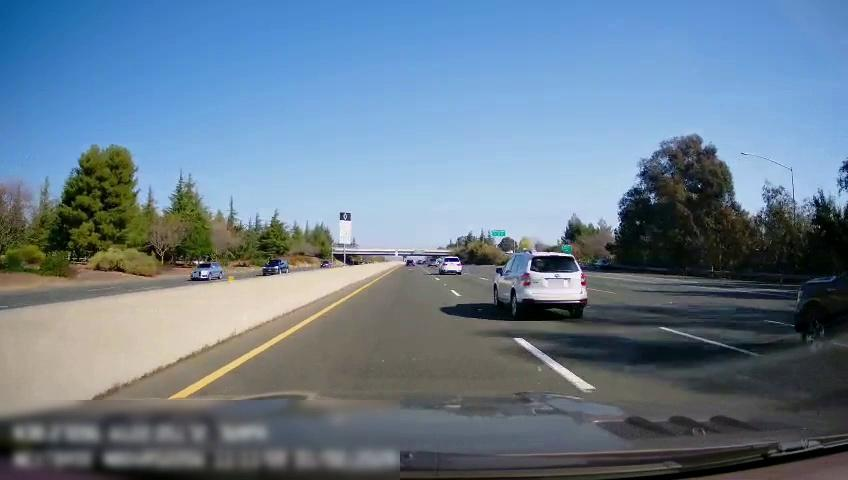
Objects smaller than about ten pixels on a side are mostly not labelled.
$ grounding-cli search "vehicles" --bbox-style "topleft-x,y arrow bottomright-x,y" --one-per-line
191,262 -> 224,281
437,256 -> 462,275
795,271 -> 848,350
262,259 -> 289,276
494,252 -> 588,319
427,258 -> 439,267
406,259 -> 416,268
320,260 -> 330,269
592,256 -> 609,268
